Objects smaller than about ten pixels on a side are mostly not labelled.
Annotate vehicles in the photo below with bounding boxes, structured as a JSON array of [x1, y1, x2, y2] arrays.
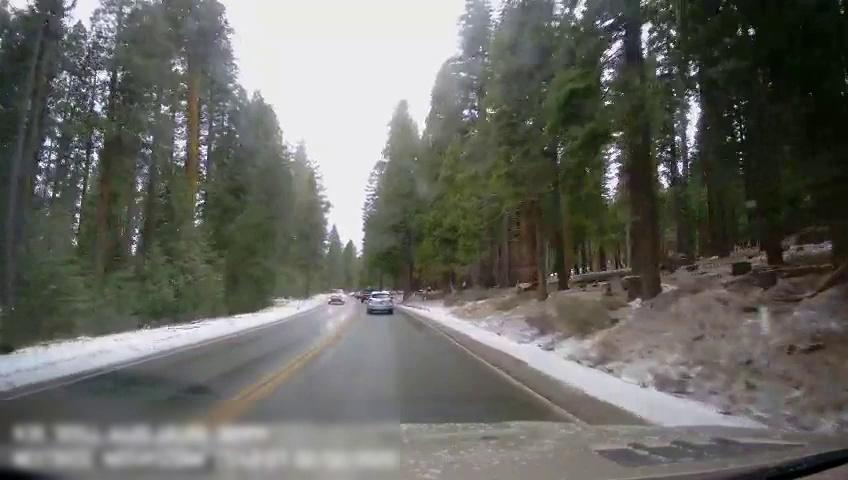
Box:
[[360, 290, 374, 303], [367, 291, 395, 315], [328, 291, 345, 306]]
